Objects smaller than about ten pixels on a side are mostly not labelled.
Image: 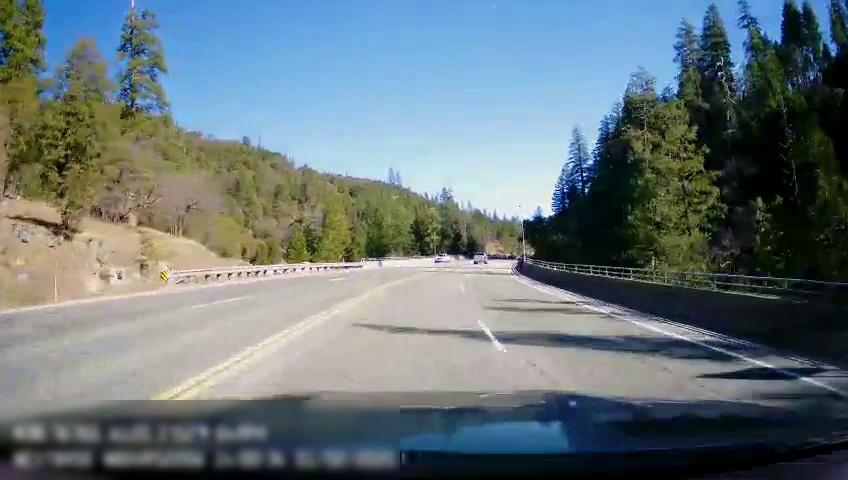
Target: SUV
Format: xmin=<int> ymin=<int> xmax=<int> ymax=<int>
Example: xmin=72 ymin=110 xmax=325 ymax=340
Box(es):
xmin=432 ymin=254 xmax=451 ymax=265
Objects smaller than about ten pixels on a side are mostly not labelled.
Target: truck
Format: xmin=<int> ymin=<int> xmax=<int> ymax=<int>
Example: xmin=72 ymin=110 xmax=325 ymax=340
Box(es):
xmin=473 ymin=251 xmax=489 ymax=264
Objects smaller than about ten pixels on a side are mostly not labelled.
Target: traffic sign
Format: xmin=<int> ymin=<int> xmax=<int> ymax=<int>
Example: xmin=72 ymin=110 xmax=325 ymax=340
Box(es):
xmin=160 ymin=270 xmax=169 ymax=281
